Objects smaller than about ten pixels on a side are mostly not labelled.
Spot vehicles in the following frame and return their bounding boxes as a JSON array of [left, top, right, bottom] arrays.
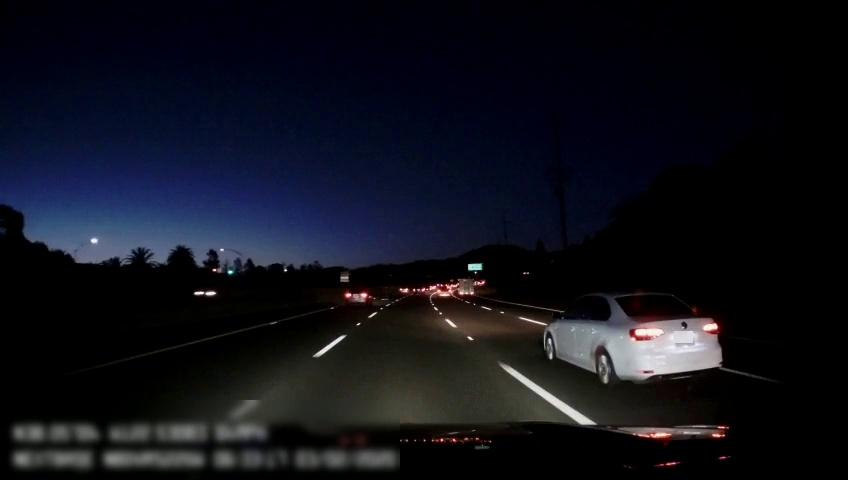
[[437, 286, 451, 298], [345, 287, 374, 309], [193, 287, 220, 299], [459, 278, 475, 298], [543, 290, 724, 389]]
